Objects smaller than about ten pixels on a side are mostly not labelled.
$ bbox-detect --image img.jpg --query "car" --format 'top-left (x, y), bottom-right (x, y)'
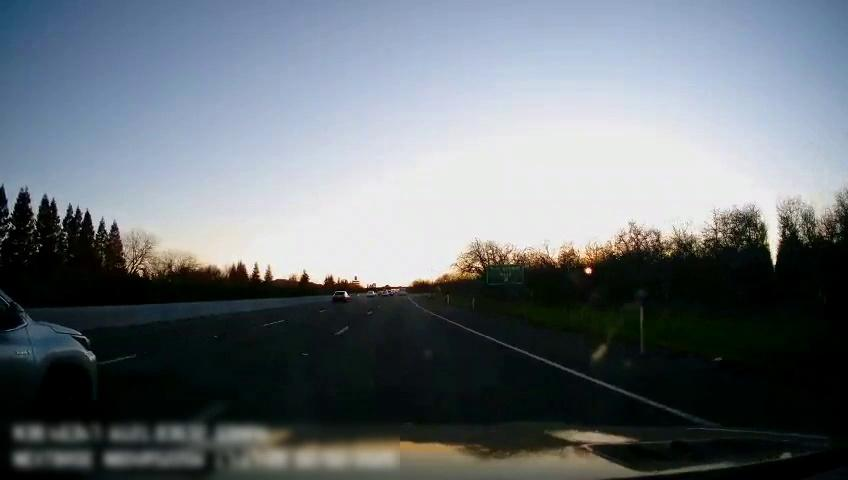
top-left (332, 290), bottom-right (350, 304)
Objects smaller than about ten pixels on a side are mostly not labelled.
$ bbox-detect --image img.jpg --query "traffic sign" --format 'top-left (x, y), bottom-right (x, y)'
top-left (486, 264), bottom-right (525, 284)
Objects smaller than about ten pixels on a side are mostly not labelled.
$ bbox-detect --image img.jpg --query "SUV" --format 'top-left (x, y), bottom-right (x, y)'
top-left (0, 288), bottom-right (100, 448)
